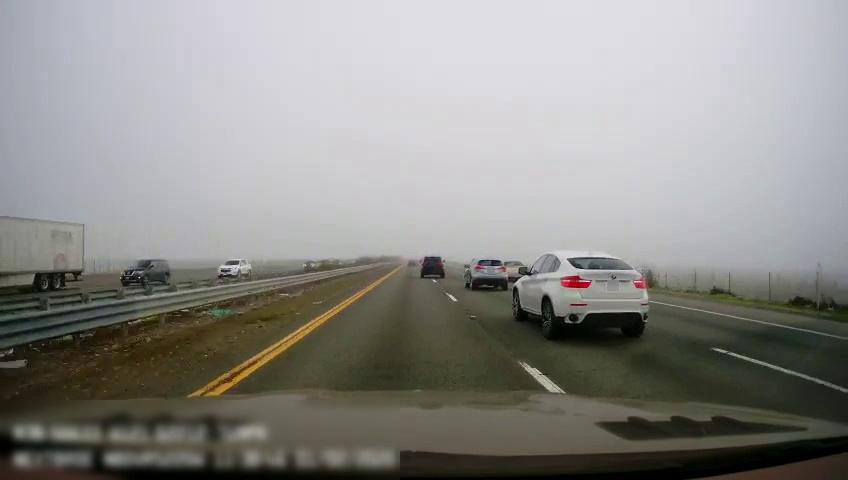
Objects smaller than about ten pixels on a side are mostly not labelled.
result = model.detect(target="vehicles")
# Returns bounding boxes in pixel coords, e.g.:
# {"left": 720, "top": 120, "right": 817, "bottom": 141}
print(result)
{"left": 0, "top": 215, "right": 85, "bottom": 294}
{"left": 418, "top": 256, "right": 445, "bottom": 279}
{"left": 498, "top": 260, "right": 529, "bottom": 283}
{"left": 216, "top": 258, "right": 254, "bottom": 280}
{"left": 510, "top": 247, "right": 650, "bottom": 342}
{"left": 463, "top": 257, "right": 509, "bottom": 291}
{"left": 119, "top": 258, "right": 172, "bottom": 288}
{"left": 301, "top": 260, "right": 319, "bottom": 270}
